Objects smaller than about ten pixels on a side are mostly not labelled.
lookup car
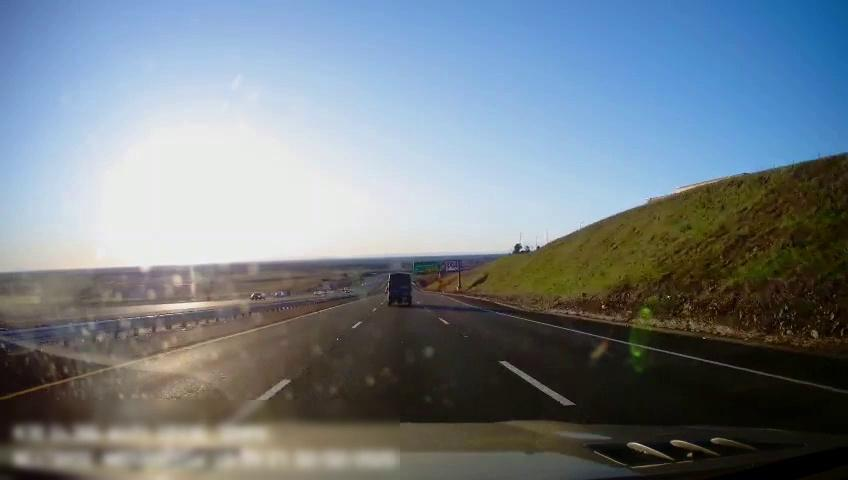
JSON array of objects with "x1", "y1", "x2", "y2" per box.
[{"x1": 250, "y1": 291, "x2": 266, "y2": 301}]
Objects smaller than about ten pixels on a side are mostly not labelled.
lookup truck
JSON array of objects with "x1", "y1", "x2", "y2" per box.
[{"x1": 388, "y1": 274, "x2": 412, "y2": 306}]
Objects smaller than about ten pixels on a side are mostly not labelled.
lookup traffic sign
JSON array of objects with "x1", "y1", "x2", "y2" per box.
[{"x1": 413, "y1": 260, "x2": 441, "y2": 273}]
